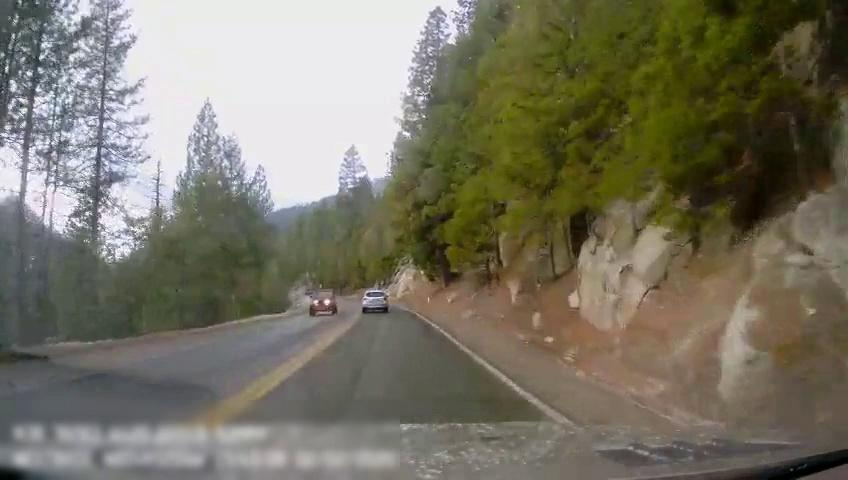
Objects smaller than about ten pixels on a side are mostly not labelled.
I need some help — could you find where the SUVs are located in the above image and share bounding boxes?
[308,290,338,316]
[361,289,390,313]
